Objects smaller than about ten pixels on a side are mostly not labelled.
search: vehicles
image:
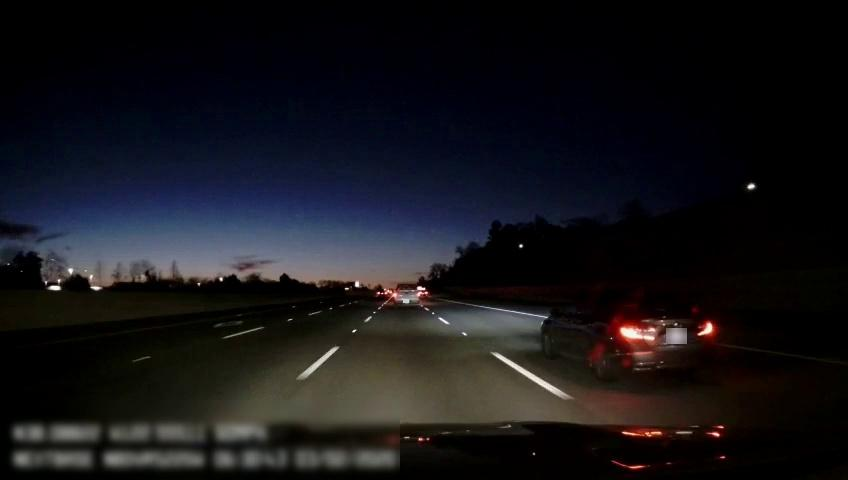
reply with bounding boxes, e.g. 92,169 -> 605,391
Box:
391,281 -> 420,310
540,280 -> 721,384
375,291 -> 387,298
